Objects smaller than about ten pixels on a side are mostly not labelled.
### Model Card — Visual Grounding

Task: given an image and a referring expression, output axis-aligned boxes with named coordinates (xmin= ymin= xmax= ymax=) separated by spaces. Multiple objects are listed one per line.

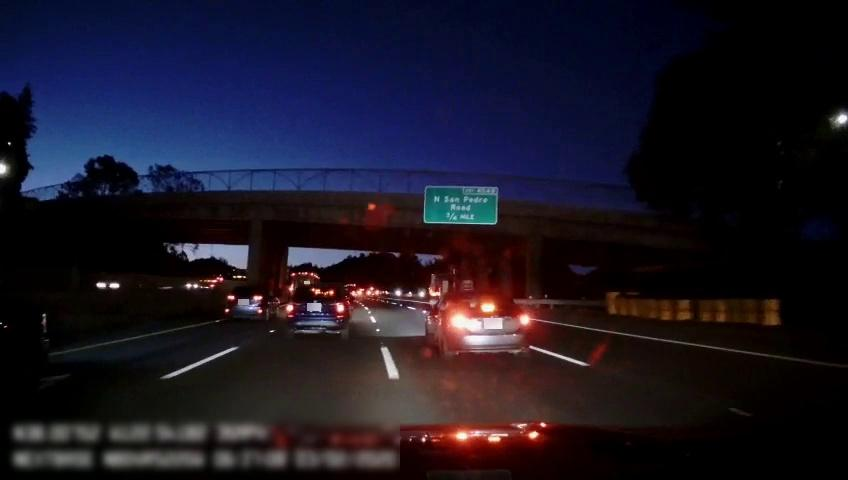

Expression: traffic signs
xmin=424 ymin=185 xmax=499 ymax=226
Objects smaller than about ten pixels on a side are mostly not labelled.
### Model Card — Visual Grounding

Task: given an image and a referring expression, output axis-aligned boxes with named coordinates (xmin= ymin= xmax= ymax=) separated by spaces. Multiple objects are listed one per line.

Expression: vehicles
xmin=287 ymin=293 xmax=349 ymax=342
xmin=93 ymin=275 xmax=127 ymax=293
xmin=0 ymin=296 xmax=49 ymax=375
xmin=182 ymin=279 xmax=204 ymax=292
xmin=225 ymin=285 xmax=283 ymax=325
xmin=425 ymin=290 xmax=531 ymax=366
xmin=287 ymin=272 xmax=321 ymax=304
xmin=428 ymin=272 xmax=476 ymax=309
